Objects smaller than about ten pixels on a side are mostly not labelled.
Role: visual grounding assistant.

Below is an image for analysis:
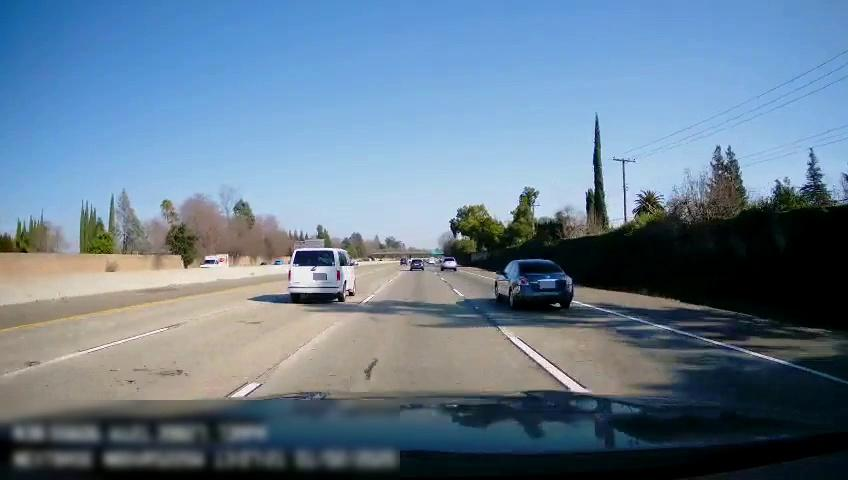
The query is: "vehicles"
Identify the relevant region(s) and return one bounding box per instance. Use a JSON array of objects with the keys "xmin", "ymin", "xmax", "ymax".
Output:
[
  {"xmin": 409, "ymin": 258, "xmax": 425, "ymax": 271},
  {"xmin": 273, "ymin": 260, "xmax": 285, "ymax": 265},
  {"xmin": 493, "ymin": 259, "xmax": 575, "ymax": 310},
  {"xmin": 287, "ymin": 247, "xmax": 357, "ymax": 300},
  {"xmin": 440, "ymin": 256, "xmax": 457, "ymax": 272},
  {"xmin": 199, "ymin": 255, "xmax": 229, "ymax": 268}
]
